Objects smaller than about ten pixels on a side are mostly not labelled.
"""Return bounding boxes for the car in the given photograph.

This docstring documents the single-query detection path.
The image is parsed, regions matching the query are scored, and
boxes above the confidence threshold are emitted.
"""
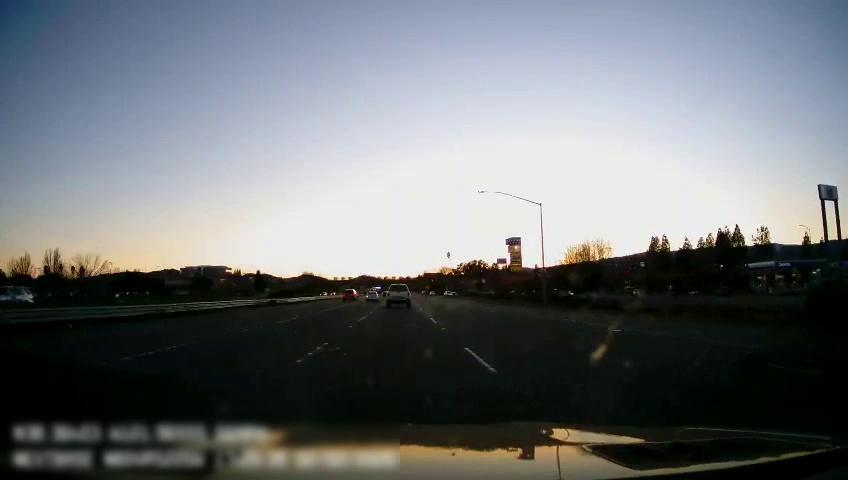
[365,291,379,303]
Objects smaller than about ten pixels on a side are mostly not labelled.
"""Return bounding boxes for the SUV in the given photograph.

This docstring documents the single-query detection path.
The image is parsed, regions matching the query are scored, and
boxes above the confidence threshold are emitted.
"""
[342,288,359,302]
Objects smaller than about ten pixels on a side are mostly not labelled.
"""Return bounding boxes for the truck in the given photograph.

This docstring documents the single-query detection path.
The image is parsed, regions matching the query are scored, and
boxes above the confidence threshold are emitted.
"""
[385,284,413,311]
